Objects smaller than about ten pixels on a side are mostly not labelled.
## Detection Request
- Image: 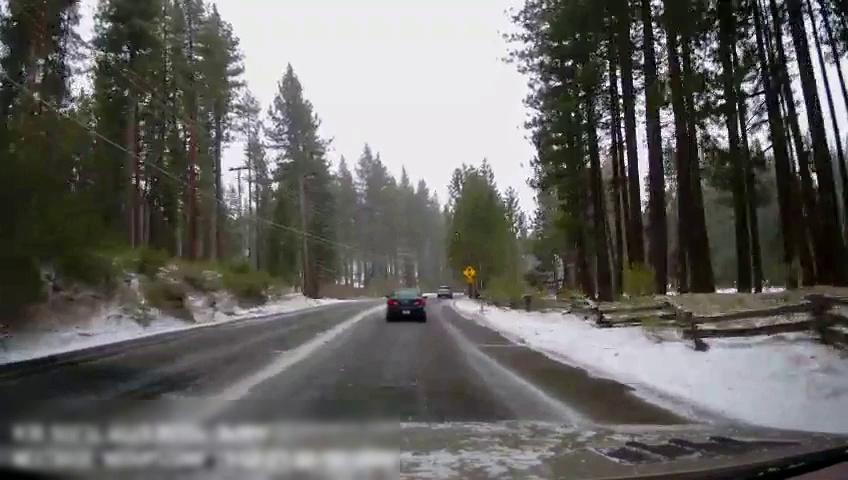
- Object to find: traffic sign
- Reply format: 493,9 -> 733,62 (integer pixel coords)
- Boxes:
463,264 -> 477,278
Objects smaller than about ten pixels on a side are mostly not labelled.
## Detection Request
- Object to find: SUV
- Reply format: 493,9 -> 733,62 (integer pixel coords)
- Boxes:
436,285 -> 452,299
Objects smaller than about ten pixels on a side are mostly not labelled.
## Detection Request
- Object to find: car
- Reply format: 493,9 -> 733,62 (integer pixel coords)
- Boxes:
386,289 -> 426,323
